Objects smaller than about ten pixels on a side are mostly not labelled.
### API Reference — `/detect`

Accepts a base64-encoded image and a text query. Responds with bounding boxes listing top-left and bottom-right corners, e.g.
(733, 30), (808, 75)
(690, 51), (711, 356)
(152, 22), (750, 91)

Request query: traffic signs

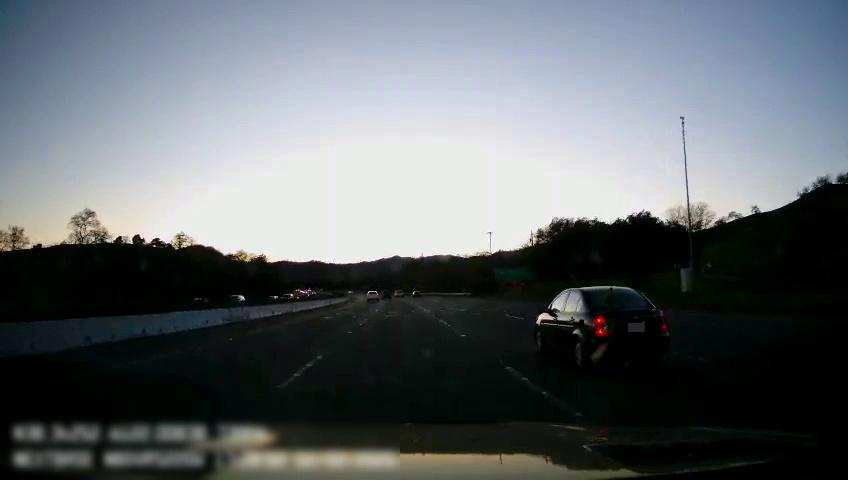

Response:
(495, 269), (527, 281)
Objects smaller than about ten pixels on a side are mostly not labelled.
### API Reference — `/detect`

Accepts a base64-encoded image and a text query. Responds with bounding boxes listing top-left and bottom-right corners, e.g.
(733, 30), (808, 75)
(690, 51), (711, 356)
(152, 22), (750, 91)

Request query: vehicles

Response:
(393, 290), (404, 298)
(532, 286), (669, 370)
(230, 294), (246, 303)
(366, 291), (379, 302)
(380, 290), (392, 301)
